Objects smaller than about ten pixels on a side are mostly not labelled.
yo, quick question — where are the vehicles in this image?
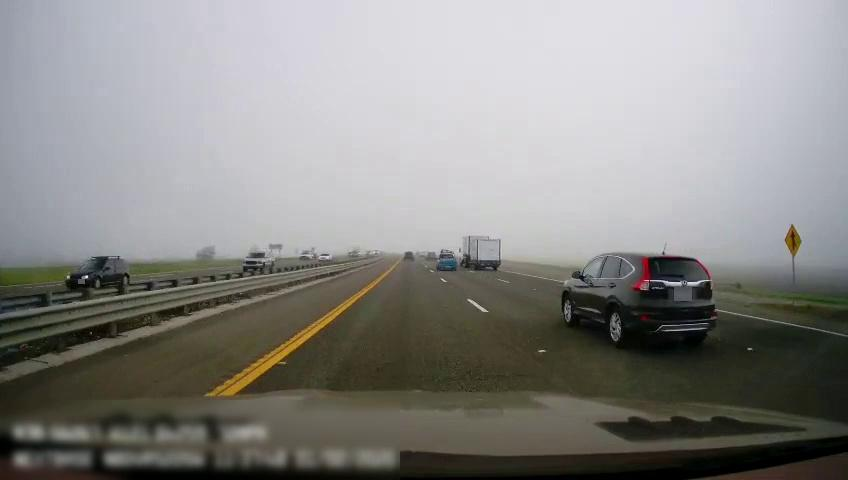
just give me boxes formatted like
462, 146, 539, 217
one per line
424, 251, 437, 261
458, 234, 490, 268
63, 255, 132, 290
435, 249, 458, 272
559, 251, 720, 350
298, 251, 318, 261
241, 251, 276, 272
347, 250, 362, 258
317, 253, 334, 262
470, 238, 502, 272
403, 250, 415, 262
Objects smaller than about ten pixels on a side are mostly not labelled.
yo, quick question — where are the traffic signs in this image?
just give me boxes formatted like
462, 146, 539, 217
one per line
268, 243, 283, 250
783, 222, 803, 257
